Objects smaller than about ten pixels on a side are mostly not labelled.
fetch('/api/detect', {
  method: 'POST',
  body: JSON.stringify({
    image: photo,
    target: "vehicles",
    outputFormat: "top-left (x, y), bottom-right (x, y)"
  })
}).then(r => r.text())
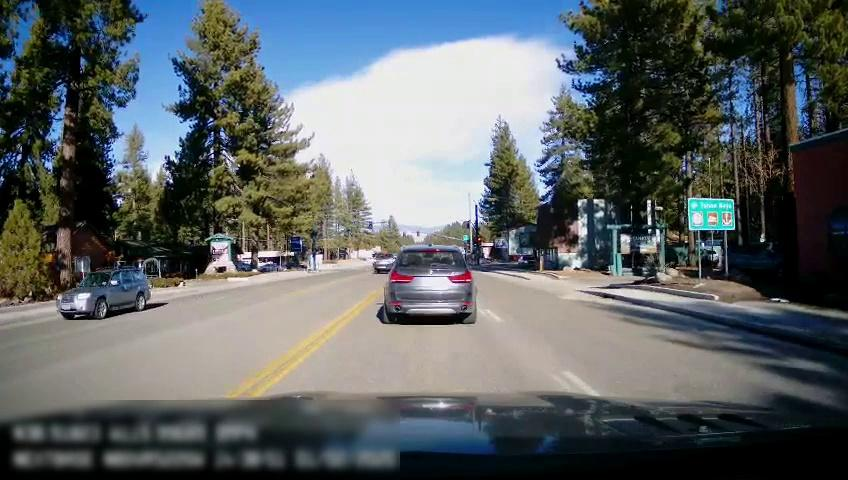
top-left (665, 238), bottom-right (720, 268)
top-left (374, 255), bottom-right (399, 273)
top-left (56, 266), bottom-right (151, 321)
top-left (383, 249), bottom-right (474, 327)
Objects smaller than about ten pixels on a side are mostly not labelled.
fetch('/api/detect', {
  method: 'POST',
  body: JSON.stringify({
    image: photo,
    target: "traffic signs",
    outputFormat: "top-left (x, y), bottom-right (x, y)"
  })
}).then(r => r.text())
top-left (686, 198), bottom-right (735, 232)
